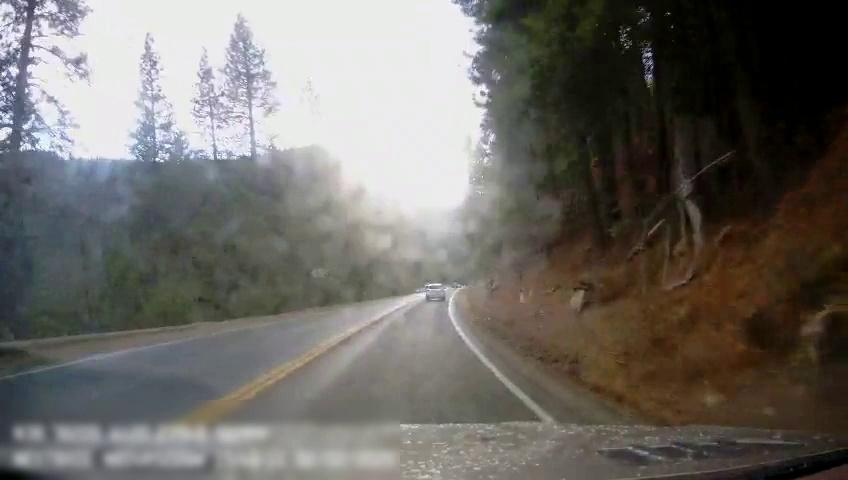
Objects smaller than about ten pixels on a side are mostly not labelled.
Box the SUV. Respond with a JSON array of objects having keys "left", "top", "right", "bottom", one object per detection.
[{"left": 424, "top": 283, "right": 446, "bottom": 301}]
